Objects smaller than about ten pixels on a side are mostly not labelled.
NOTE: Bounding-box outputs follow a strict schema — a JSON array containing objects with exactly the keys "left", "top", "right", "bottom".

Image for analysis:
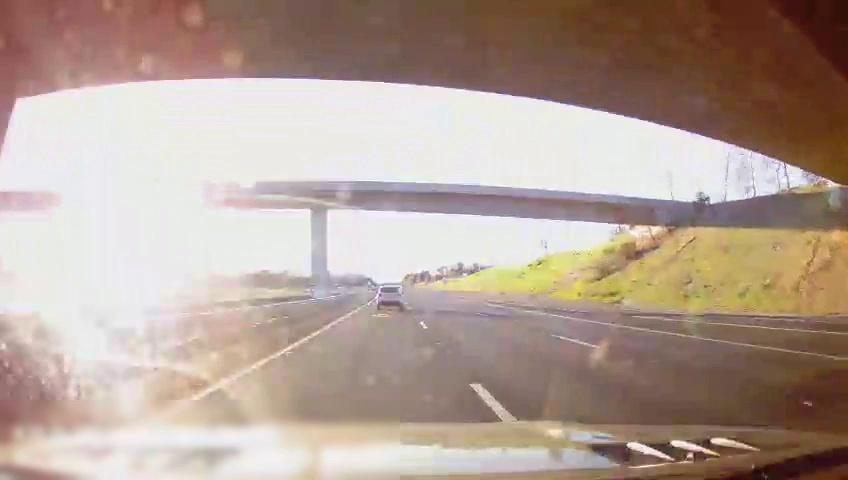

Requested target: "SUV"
[{"left": 375, "top": 285, "right": 406, "bottom": 312}]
